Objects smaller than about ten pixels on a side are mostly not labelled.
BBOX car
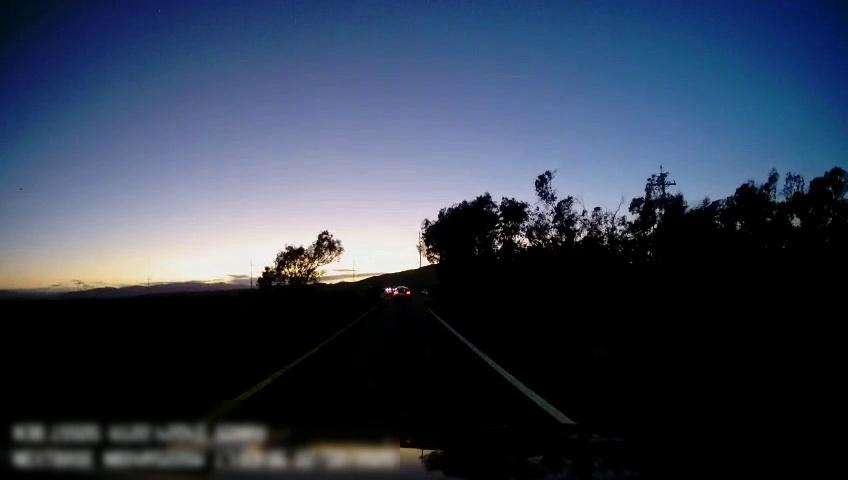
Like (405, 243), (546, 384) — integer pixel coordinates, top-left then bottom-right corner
(393, 285), (411, 300)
